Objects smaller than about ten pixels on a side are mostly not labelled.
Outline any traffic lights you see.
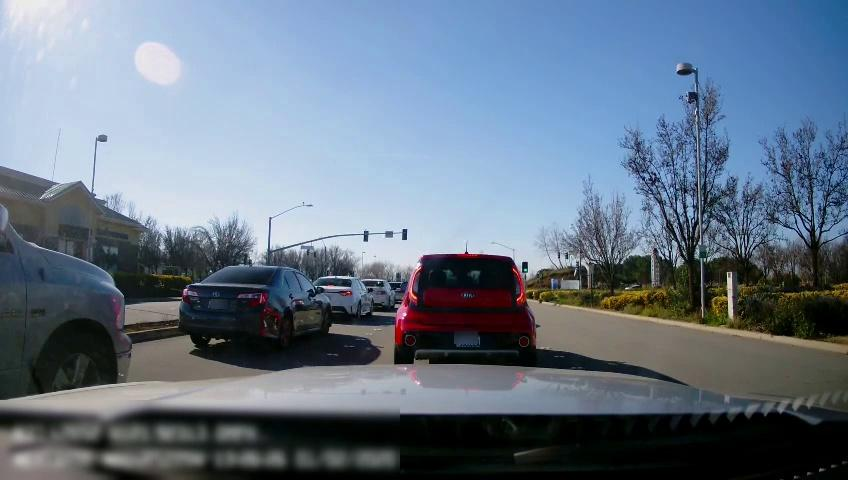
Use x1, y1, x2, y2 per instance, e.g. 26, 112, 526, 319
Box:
402, 229, 408, 241
521, 261, 528, 273
363, 231, 369, 242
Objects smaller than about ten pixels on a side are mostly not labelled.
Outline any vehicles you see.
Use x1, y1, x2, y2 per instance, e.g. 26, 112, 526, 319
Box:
177, 265, 332, 354
393, 252, 536, 367
0, 214, 133, 402
358, 279, 397, 311
388, 281, 408, 303
310, 276, 374, 323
